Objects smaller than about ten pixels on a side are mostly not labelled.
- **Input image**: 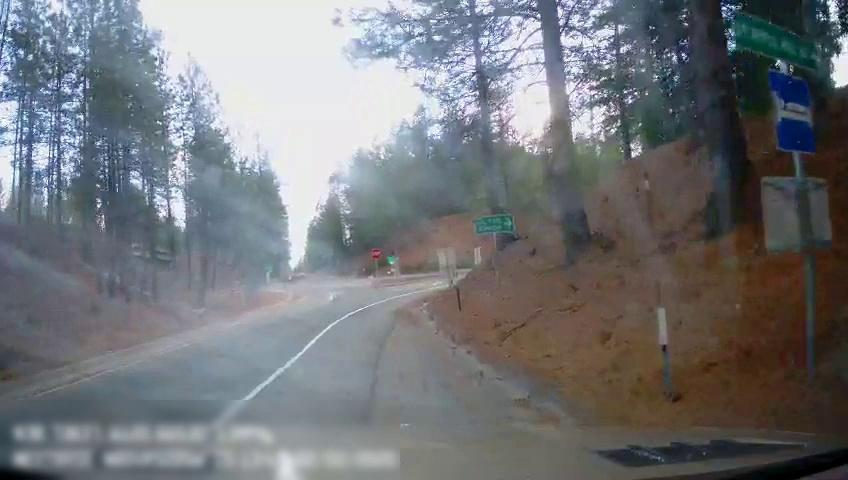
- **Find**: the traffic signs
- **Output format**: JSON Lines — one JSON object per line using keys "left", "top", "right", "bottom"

{"left": 474, "top": 213, "right": 516, "bottom": 234}
{"left": 369, "top": 247, "right": 383, "bottom": 260}
{"left": 386, "top": 255, "right": 400, "bottom": 265}
{"left": 768, "top": 72, "right": 819, "bottom": 155}
{"left": 732, "top": 11, "right": 822, "bottom": 72}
